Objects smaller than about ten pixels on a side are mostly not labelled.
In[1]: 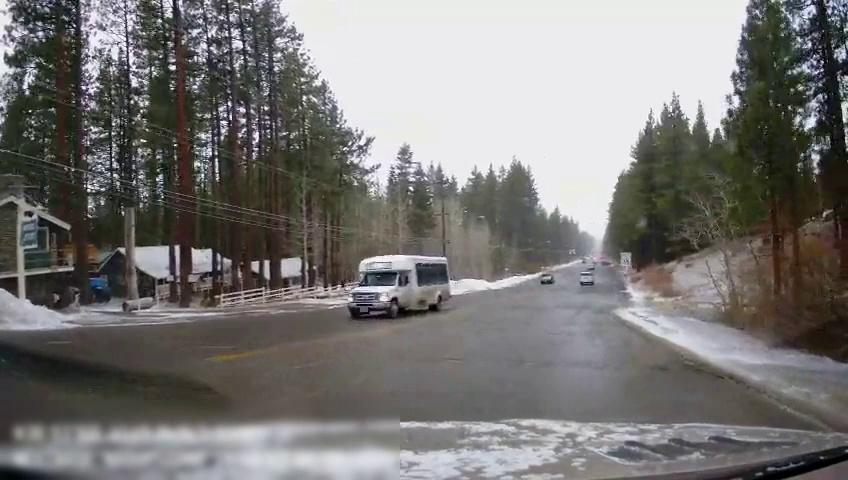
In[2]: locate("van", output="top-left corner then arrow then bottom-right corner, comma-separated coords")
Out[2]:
577,271 -> 596,286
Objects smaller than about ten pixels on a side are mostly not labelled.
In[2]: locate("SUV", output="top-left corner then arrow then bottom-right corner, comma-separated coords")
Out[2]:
539,272 -> 554,286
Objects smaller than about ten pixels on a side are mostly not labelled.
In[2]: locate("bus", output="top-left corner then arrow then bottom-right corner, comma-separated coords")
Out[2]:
349,255 -> 450,320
